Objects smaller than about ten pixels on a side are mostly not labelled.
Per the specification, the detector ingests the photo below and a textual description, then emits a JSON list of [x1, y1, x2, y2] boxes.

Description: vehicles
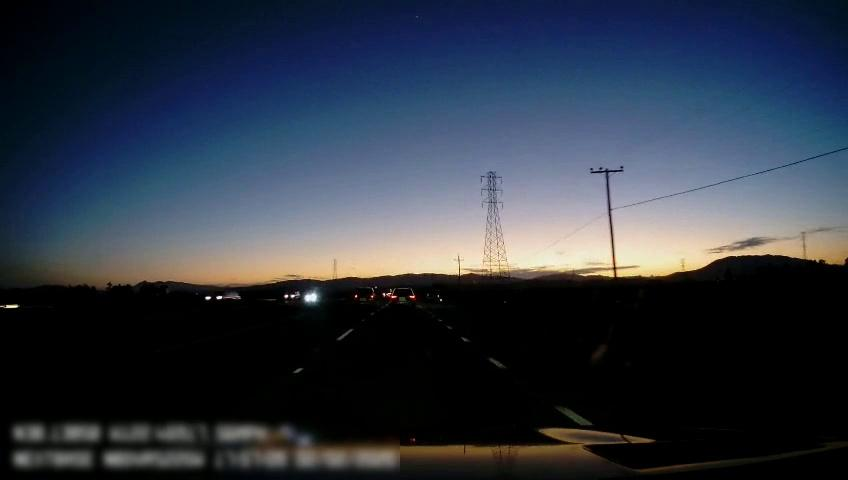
[[390, 287, 416, 310], [282, 289, 302, 302], [353, 287, 376, 308], [303, 289, 322, 300], [204, 289, 242, 306]]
